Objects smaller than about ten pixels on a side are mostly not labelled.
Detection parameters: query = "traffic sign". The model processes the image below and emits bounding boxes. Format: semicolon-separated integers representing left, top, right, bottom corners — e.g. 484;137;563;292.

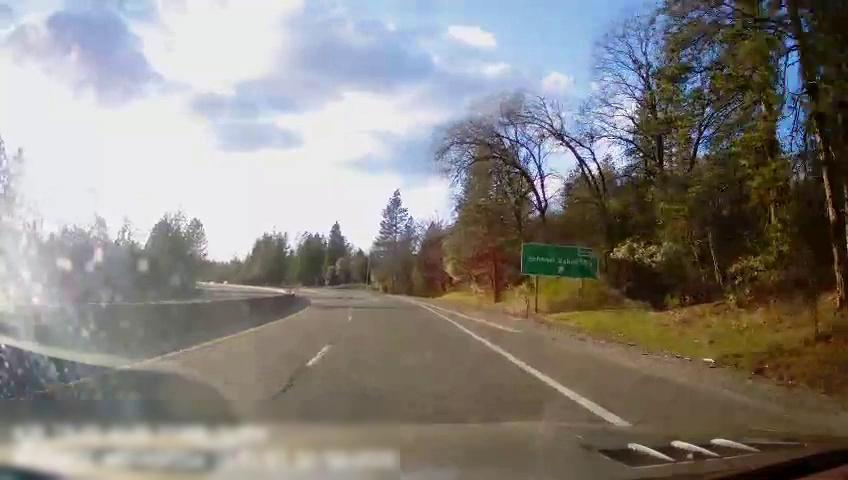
520;241;599;280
